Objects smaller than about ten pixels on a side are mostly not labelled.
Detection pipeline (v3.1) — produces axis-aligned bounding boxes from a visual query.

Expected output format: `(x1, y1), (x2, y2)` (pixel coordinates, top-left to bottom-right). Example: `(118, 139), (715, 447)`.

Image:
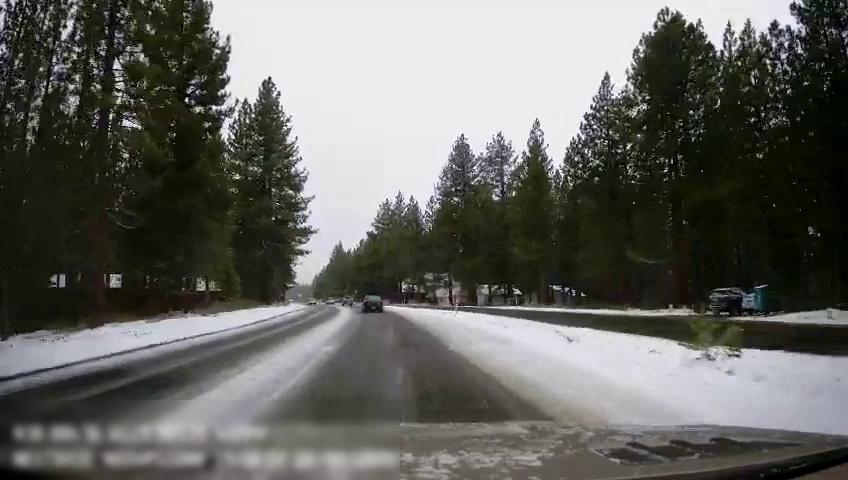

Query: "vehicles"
(325, 297), (336, 305)
(741, 292), (756, 317)
(708, 287), (744, 317)
(306, 297), (317, 306)
(340, 296), (353, 307)
(361, 295), (383, 314)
